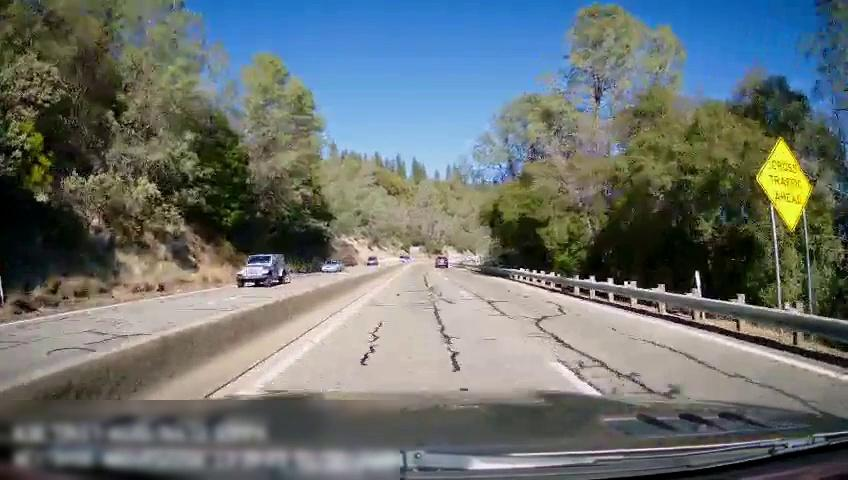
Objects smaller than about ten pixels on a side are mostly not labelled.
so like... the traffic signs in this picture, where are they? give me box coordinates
[754,136,815,234]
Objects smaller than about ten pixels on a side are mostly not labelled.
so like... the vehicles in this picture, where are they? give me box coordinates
[320,260,343,273]
[235,254,287,288]
[367,256,379,266]
[435,255,449,268]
